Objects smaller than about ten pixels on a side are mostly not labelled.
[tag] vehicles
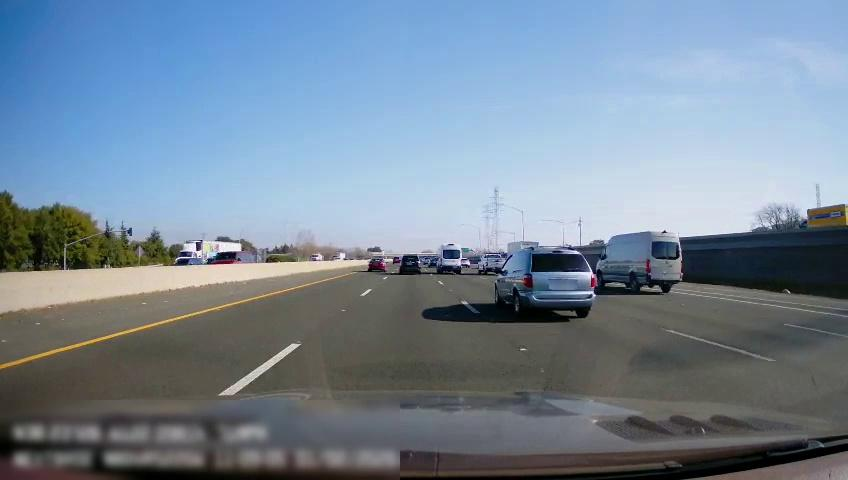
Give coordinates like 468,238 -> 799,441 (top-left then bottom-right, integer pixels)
507,241 -> 540,259
799,203 -> 848,230
594,229 -> 683,294
310,252 -> 324,262
208,251 -> 259,266
336,252 -> 346,261
493,244 -> 597,319
399,255 -> 422,276
367,258 -> 389,273
172,257 -> 203,267
477,252 -> 507,276
427,257 -> 438,269
178,239 -> 242,265
436,242 -> 463,276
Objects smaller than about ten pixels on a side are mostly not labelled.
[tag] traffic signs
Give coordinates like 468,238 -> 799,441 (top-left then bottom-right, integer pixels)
133,245 -> 145,257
